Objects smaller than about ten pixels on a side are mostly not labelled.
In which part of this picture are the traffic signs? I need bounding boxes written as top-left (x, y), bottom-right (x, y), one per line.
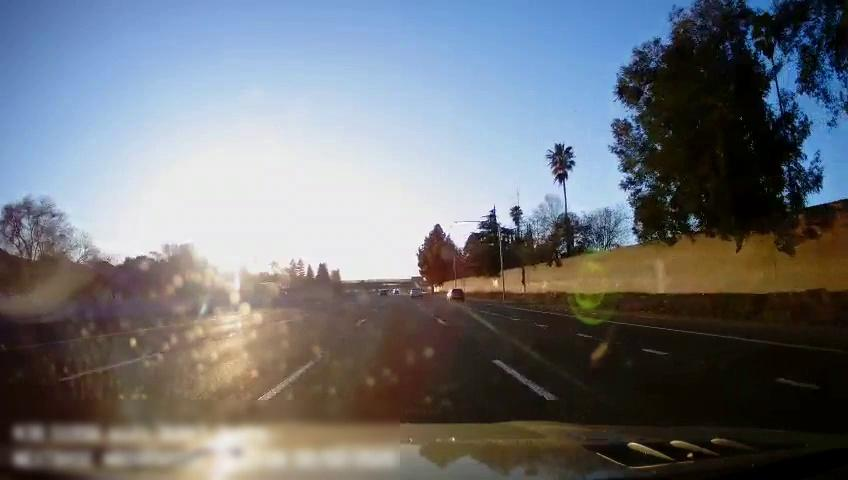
top-left (411, 276), bottom-right (422, 282)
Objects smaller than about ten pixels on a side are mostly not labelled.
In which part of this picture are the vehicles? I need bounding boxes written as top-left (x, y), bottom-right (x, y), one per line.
top-left (447, 288), bottom-right (465, 302)
top-left (379, 289), bottom-right (389, 297)
top-left (408, 287), bottom-right (425, 300)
